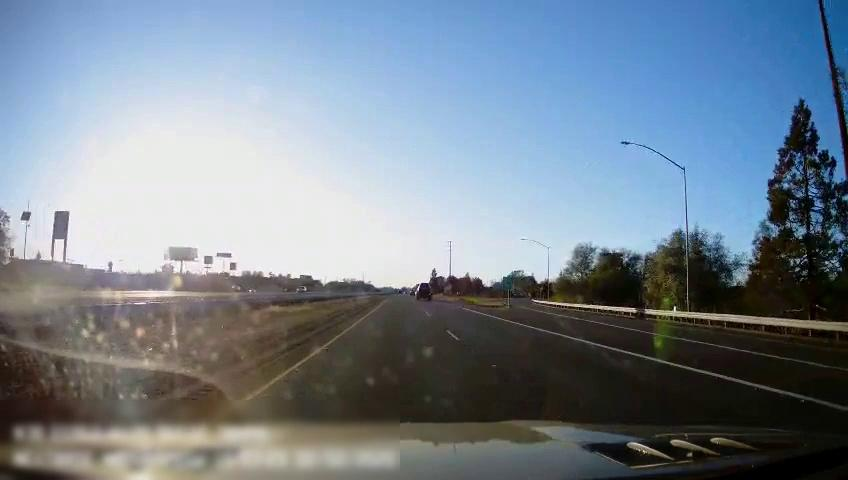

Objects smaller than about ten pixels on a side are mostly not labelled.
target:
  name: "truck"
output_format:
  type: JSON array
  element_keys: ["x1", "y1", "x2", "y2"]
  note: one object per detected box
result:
[{"x1": 415, "y1": 282, "x2": 432, "y2": 300}]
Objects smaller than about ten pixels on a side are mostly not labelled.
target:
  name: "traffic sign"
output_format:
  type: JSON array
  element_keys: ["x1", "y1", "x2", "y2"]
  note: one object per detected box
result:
[{"x1": 502, "y1": 277, "x2": 513, "y2": 290}]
